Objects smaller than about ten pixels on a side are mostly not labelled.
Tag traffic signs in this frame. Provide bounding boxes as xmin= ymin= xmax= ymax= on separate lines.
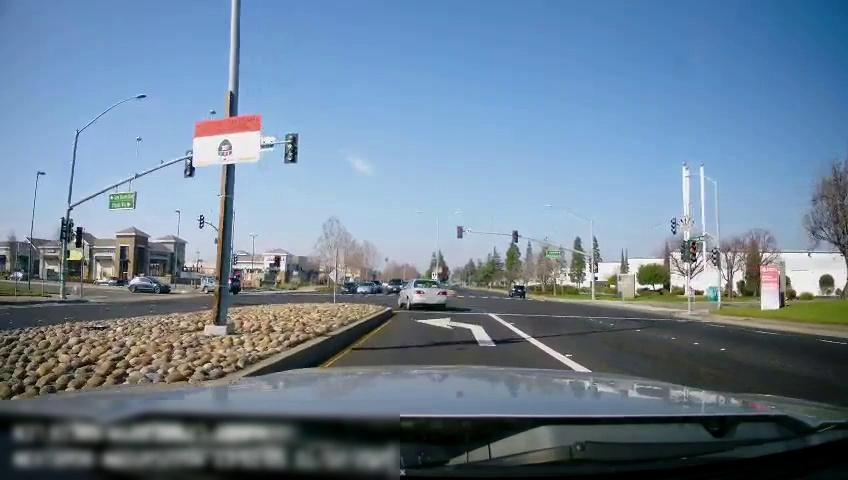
xmin=108 ymin=190 xmax=138 ymax=211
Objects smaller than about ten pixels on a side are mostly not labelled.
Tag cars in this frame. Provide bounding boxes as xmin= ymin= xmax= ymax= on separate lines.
xmin=128 ymin=276 xmax=171 ymax=294
xmin=398 ymin=280 xmax=447 ymax=312
xmin=340 ymin=282 xmax=356 ymax=293
xmin=357 ymin=280 xmax=378 ymax=293
xmin=385 ymin=279 xmax=404 ymax=294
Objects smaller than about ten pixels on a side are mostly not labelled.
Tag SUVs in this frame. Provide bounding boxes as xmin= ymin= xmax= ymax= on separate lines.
xmin=510 ymin=285 xmax=526 ymax=298
xmin=201 ymin=276 xmax=242 ymax=295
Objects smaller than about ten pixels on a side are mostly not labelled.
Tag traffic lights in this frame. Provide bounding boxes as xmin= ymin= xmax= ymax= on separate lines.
xmin=183 ymin=149 xmax=195 ymax=178
xmin=284 ymin=133 xmax=298 ymax=164
xmin=456 ymin=225 xmax=464 ymax=239
xmin=680 ymin=240 xmax=689 ymax=262
xmin=75 ymin=226 xmax=83 ymax=249
xmin=66 ymin=222 xmax=73 ymax=242
xmin=669 ymin=217 xmax=677 ymax=234
xmin=690 ymin=240 xmax=698 ymax=264
xmin=511 ymin=230 xmax=519 ymax=243
xmin=711 ymin=247 xmax=719 ymax=267
xmin=199 ymin=214 xmax=205 ymax=229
